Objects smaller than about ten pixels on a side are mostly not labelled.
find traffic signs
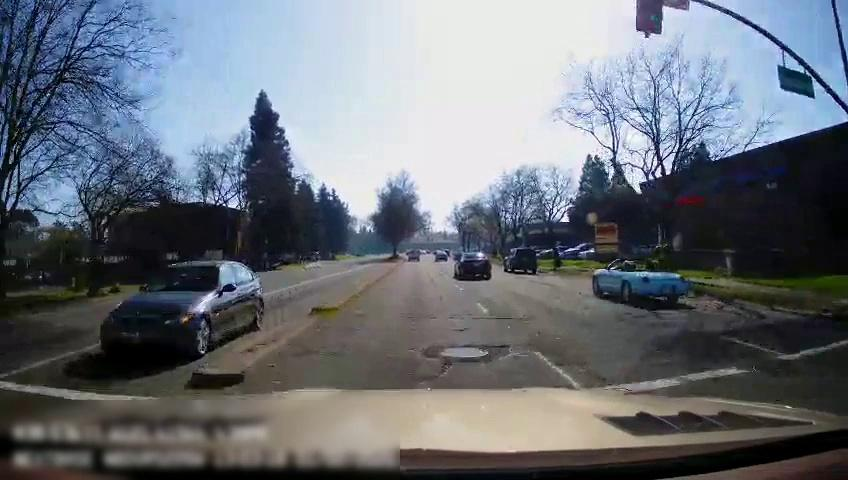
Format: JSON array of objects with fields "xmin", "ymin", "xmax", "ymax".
[{"xmin": 775, "ymin": 65, "xmax": 815, "ymax": 99}]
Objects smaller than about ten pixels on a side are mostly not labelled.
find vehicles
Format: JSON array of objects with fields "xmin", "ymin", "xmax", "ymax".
[
  {"xmin": 436, "ymin": 250, "xmax": 448, "ymax": 261},
  {"xmin": 408, "ymin": 250, "xmax": 420, "ymax": 262},
  {"xmin": 502, "ymin": 247, "xmax": 537, "ymax": 274},
  {"xmin": 589, "ymin": 255, "xmax": 690, "ymax": 304},
  {"xmin": 100, "ymin": 260, "xmax": 266, "ymax": 359},
  {"xmin": 452, "ymin": 251, "xmax": 492, "ymax": 281}
]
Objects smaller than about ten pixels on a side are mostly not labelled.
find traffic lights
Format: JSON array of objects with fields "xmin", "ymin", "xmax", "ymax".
[
  {"xmin": 634, "ymin": 0, "xmax": 665, "ymax": 37},
  {"xmin": 664, "ymin": 0, "xmax": 692, "ymax": 11}
]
